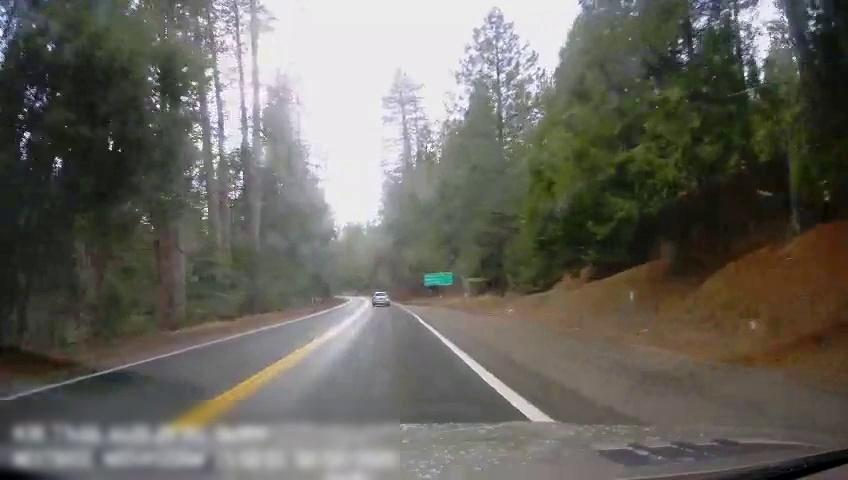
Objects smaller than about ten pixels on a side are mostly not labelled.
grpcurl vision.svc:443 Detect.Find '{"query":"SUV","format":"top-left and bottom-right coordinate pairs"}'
top-left (372, 291), bottom-right (391, 307)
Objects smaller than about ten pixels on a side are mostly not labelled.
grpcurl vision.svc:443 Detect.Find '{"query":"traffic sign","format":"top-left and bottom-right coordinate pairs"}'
top-left (423, 271), bottom-right (453, 288)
